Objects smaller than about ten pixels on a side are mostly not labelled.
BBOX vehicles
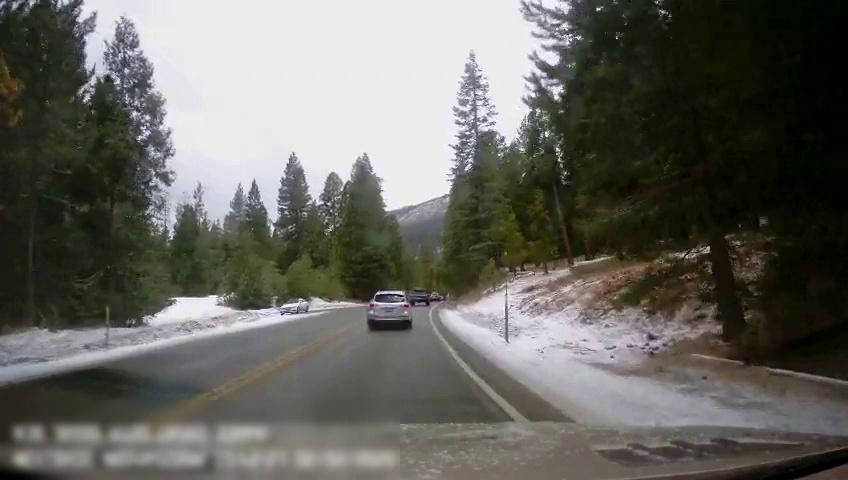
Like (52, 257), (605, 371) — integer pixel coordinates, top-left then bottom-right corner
(368, 291), (411, 330)
(409, 288), (430, 305)
(280, 299), (310, 315)
(429, 291), (441, 302)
